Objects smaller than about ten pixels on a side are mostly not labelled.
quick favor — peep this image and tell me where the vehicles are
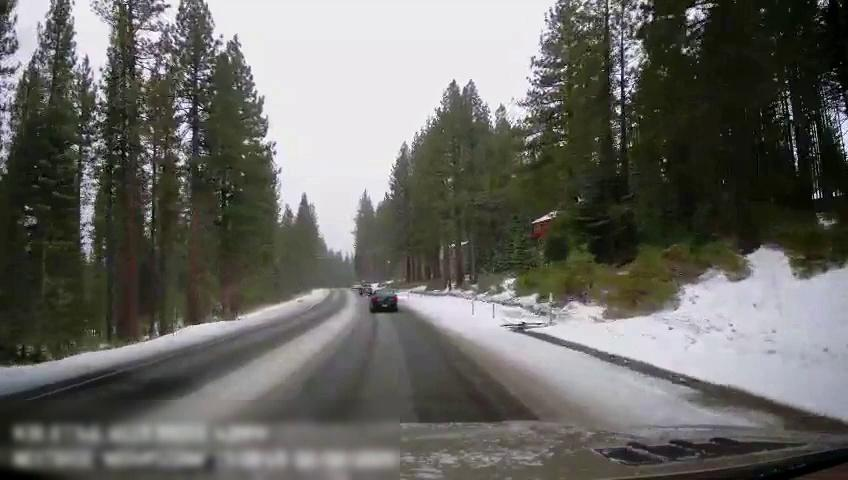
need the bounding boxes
[358,283,373,296]
[369,288,399,313]
[351,281,362,290]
